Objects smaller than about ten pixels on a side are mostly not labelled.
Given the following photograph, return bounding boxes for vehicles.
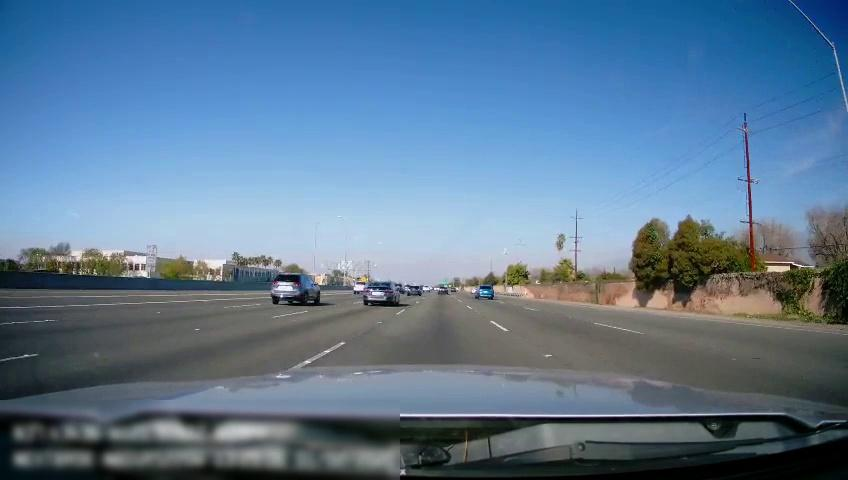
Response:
[438,286,449,295]
[30,269,49,273]
[474,285,495,301]
[362,281,401,307]
[392,283,405,294]
[270,272,322,306]
[406,285,422,297]
[353,281,371,295]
